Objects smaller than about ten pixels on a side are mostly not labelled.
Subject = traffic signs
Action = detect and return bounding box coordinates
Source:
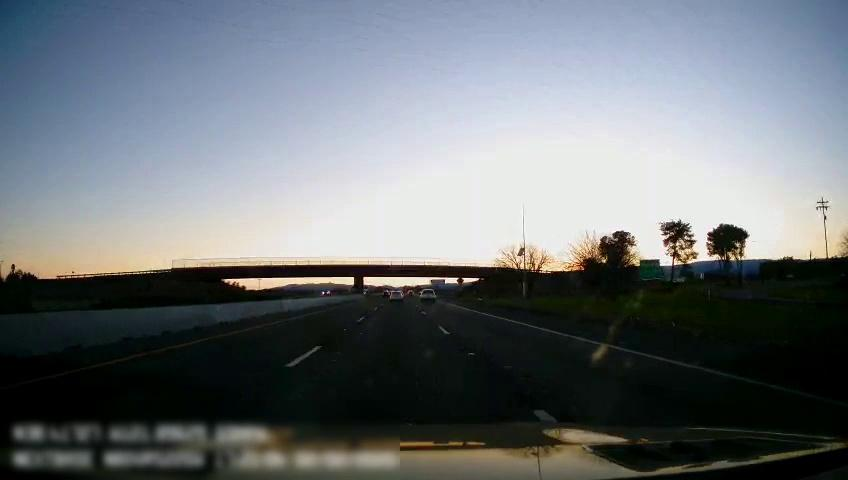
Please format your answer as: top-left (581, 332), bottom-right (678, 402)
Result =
top-left (430, 278), bottom-right (446, 284)
top-left (639, 258), bottom-right (662, 281)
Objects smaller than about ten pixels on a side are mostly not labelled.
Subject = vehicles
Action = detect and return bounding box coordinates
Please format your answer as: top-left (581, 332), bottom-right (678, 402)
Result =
top-left (389, 289), bottom-right (405, 301)
top-left (321, 289), bottom-right (332, 297)
top-left (420, 289), bottom-right (438, 303)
